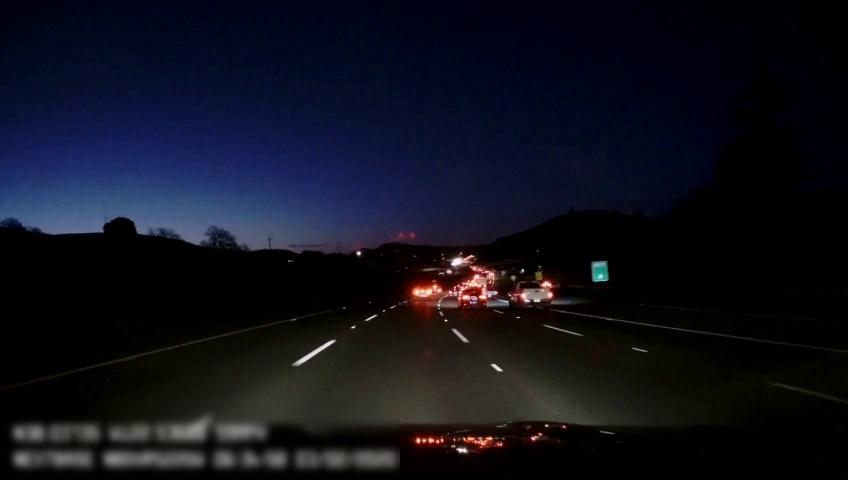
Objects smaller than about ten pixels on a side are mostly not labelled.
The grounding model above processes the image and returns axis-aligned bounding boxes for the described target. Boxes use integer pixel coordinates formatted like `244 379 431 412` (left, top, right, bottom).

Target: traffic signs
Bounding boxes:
591 261 609 282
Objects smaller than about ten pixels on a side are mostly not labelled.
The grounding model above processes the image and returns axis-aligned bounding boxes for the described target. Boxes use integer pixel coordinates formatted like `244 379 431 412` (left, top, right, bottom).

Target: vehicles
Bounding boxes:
507 280 552 310
413 283 431 299
448 286 462 299
457 288 487 310
486 285 498 300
